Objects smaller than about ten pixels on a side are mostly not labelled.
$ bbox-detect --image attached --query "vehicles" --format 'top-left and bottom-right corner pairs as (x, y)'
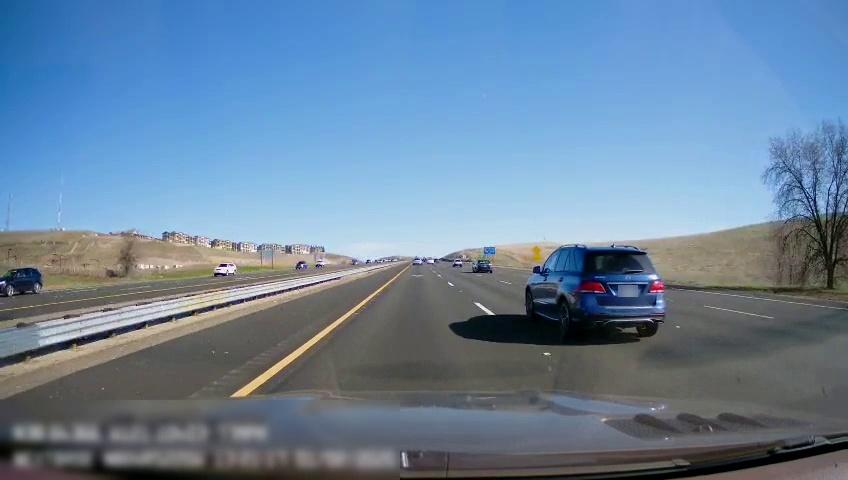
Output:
(451, 258), (463, 268)
(523, 247), (664, 339)
(0, 267), (43, 296)
(411, 256), (422, 266)
(213, 263), (236, 276)
(296, 260), (307, 270)
(470, 259), (494, 273)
